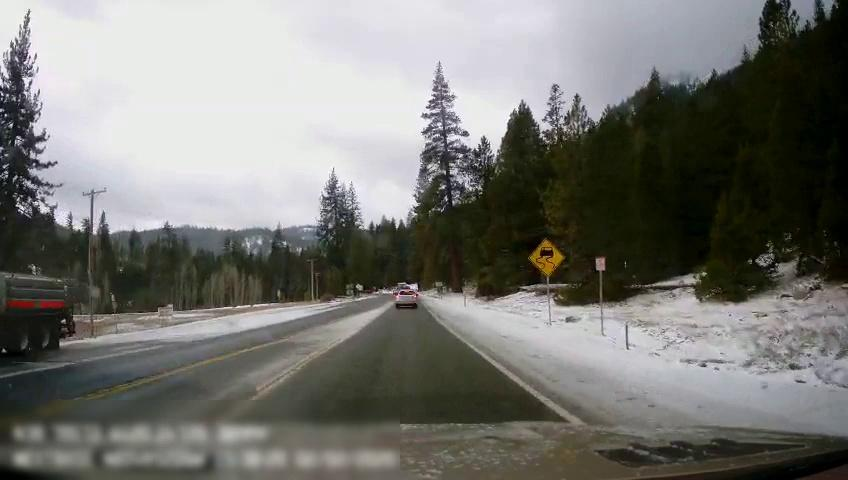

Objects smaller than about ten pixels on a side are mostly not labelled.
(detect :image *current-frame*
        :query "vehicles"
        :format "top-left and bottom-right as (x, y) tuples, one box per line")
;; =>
(397, 286), (412, 295)
(0, 271), (77, 358)
(396, 290), (419, 309)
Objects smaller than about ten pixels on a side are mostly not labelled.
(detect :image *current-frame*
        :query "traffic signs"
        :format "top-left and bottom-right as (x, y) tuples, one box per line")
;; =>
(595, 257), (606, 271)
(528, 238), (565, 277)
